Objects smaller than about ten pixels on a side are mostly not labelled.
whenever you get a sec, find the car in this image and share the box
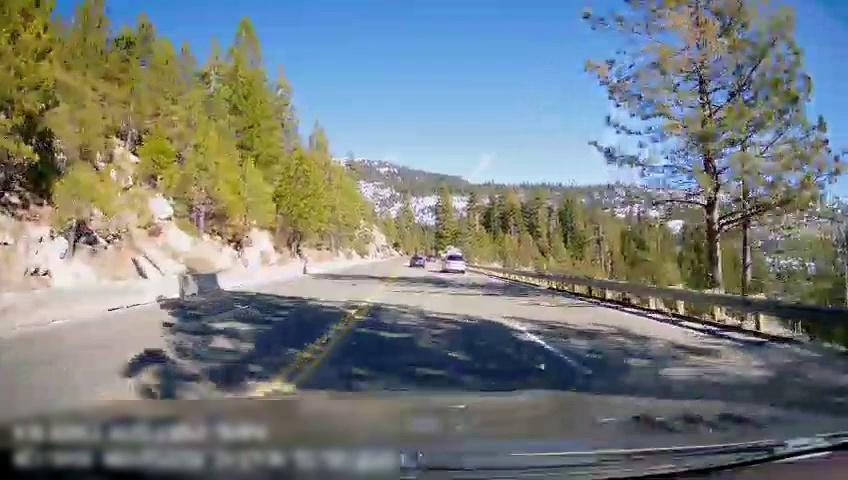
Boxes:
[409,256,425,268]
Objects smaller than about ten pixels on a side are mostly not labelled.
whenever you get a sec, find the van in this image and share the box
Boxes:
[440,254,465,274]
